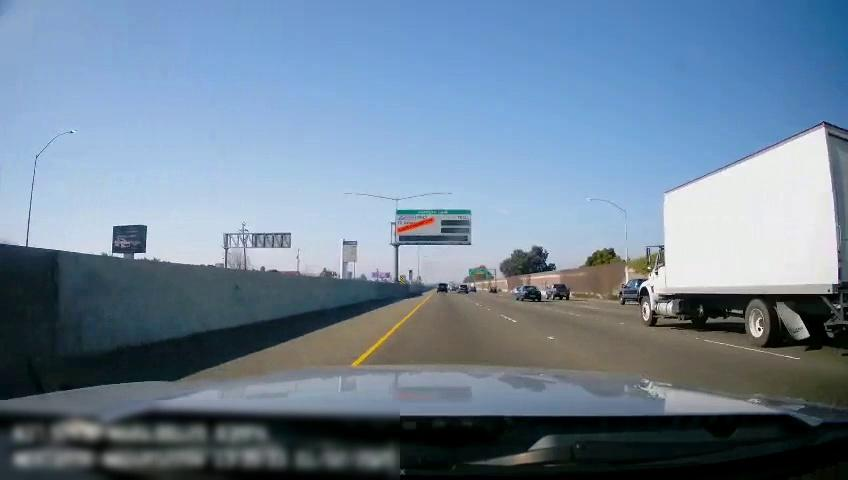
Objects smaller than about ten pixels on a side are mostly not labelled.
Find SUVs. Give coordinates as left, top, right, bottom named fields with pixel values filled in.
left=436, top=283, right=448, bottom=293
left=458, top=284, right=468, bottom=293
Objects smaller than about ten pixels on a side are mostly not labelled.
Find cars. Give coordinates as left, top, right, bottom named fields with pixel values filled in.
left=516, top=285, right=542, bottom=302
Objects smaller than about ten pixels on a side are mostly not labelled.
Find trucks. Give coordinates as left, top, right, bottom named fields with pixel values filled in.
left=619, top=278, right=648, bottom=305
left=546, top=283, right=570, bottom=300
left=638, top=120, right=848, bottom=348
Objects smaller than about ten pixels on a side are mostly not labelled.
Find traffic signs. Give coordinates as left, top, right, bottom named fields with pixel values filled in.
left=396, top=209, right=472, bottom=242
left=469, top=268, right=488, bottom=276
left=408, top=269, right=413, bottom=280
